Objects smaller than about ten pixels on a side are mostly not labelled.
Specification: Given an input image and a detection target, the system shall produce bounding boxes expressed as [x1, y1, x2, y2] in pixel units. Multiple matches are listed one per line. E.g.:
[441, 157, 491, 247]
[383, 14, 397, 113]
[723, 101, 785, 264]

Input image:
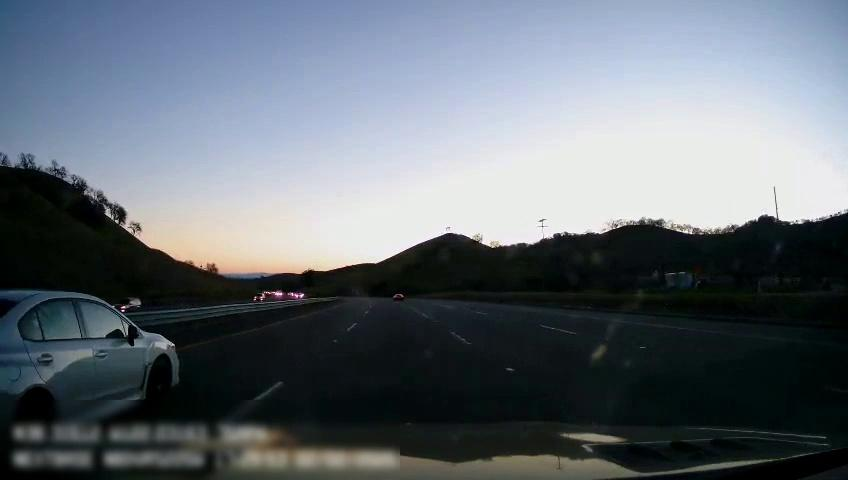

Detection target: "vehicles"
[252, 293, 267, 303]
[112, 297, 143, 314]
[393, 293, 405, 301]
[0, 288, 180, 443]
